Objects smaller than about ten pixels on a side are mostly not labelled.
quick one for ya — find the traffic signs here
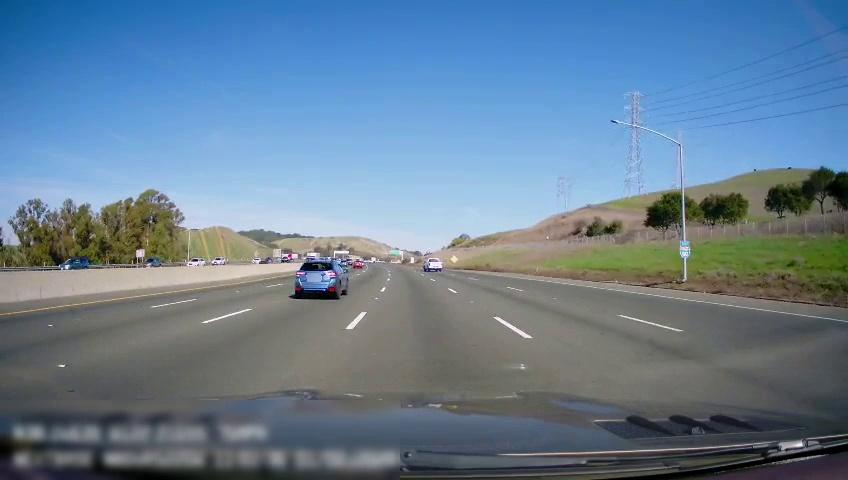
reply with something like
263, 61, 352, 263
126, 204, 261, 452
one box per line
679, 240, 691, 259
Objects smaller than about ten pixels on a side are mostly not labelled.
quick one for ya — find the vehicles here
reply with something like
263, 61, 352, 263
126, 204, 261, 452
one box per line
280, 256, 292, 264
211, 256, 226, 266
305, 252, 321, 260
258, 256, 274, 265
423, 257, 443, 272
186, 257, 207, 268
293, 259, 350, 300
139, 257, 163, 269
353, 259, 365, 269
59, 255, 90, 271
252, 257, 262, 265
